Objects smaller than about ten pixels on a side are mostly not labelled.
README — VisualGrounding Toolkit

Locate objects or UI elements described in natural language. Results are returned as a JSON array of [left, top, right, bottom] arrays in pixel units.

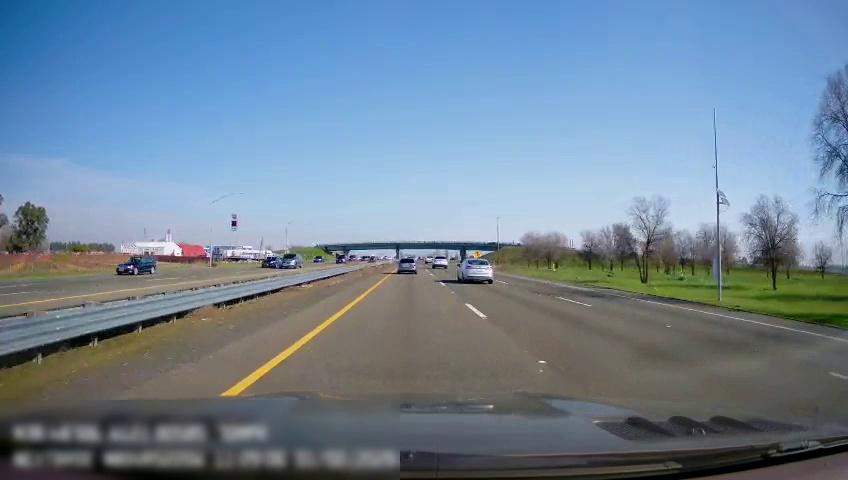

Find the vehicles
[[335, 255, 347, 264], [455, 258, 494, 285], [261, 256, 282, 268], [115, 255, 157, 276], [278, 253, 304, 270], [431, 255, 448, 269], [312, 255, 327, 264], [396, 257, 418, 275]]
